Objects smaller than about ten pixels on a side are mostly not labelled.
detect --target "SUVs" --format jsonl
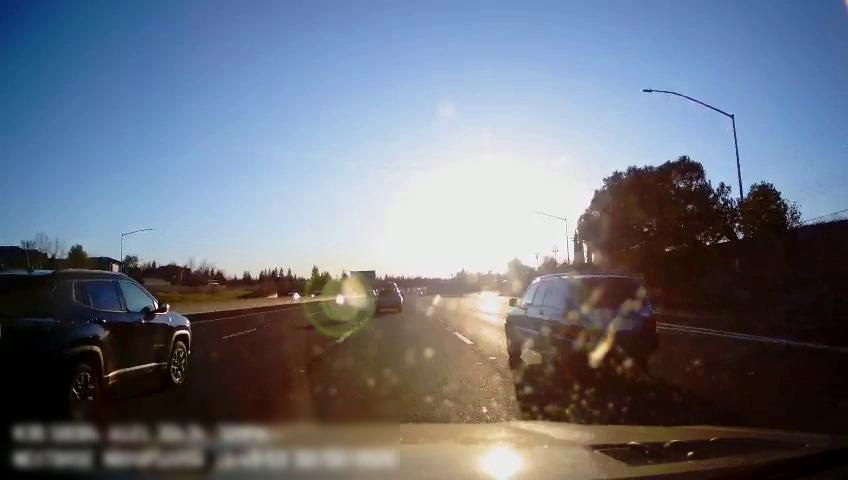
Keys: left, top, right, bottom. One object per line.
{"left": 0, "top": 271, "right": 191, "bottom": 428}
{"left": 373, "top": 284, "right": 404, "bottom": 316}
{"left": 503, "top": 274, "right": 658, "bottom": 379}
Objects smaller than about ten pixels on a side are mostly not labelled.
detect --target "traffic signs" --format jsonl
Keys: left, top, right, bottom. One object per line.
{"left": 349, "top": 270, "right": 375, "bottom": 282}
